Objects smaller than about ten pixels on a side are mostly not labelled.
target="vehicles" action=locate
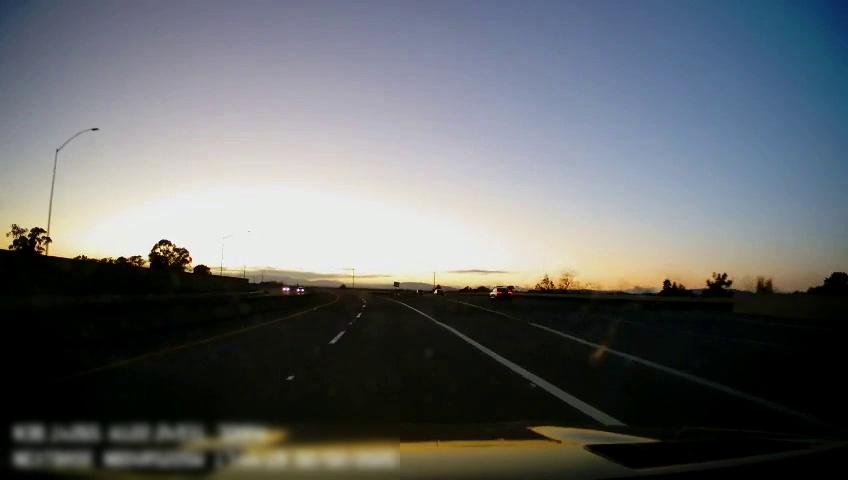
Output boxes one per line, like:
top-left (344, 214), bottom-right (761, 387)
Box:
top-left (433, 289), bottom-right (445, 297)
top-left (489, 286), bottom-right (512, 300)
